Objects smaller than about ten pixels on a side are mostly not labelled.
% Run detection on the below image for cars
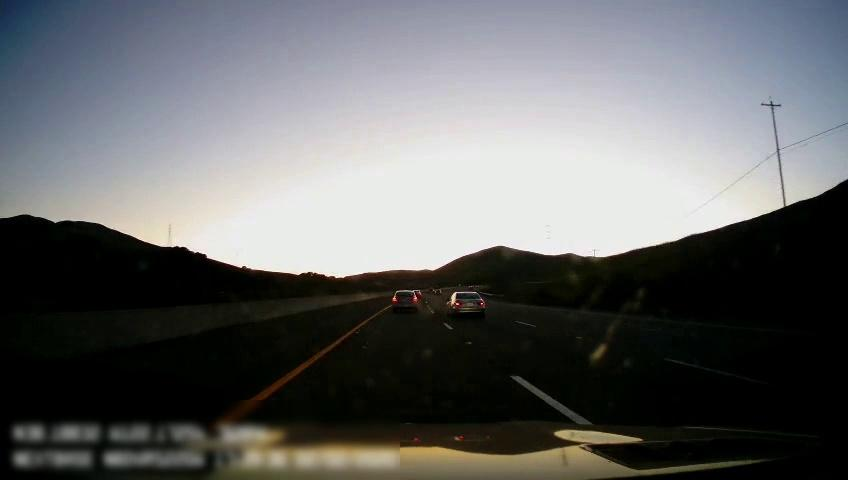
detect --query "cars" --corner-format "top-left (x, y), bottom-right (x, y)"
top-left (446, 291), bottom-right (485, 318)
top-left (392, 290), bottom-right (418, 313)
